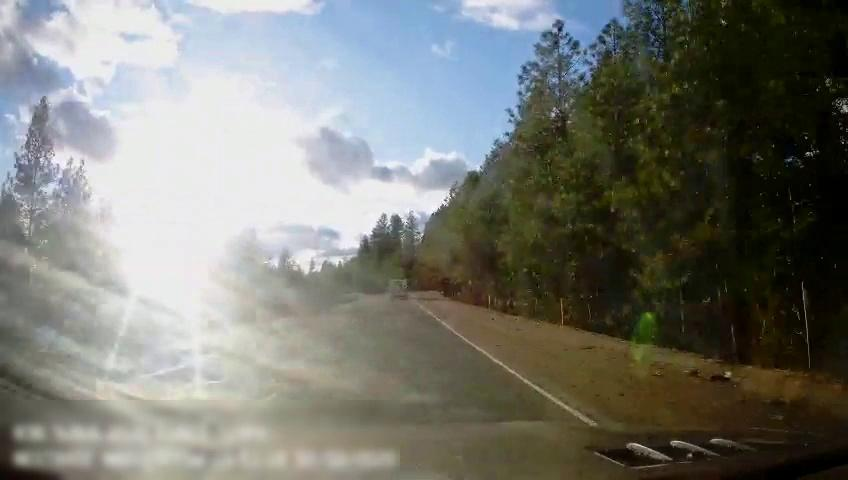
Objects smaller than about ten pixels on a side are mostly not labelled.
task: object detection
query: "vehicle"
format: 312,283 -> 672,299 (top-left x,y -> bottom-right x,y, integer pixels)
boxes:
388,278 -> 408,300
